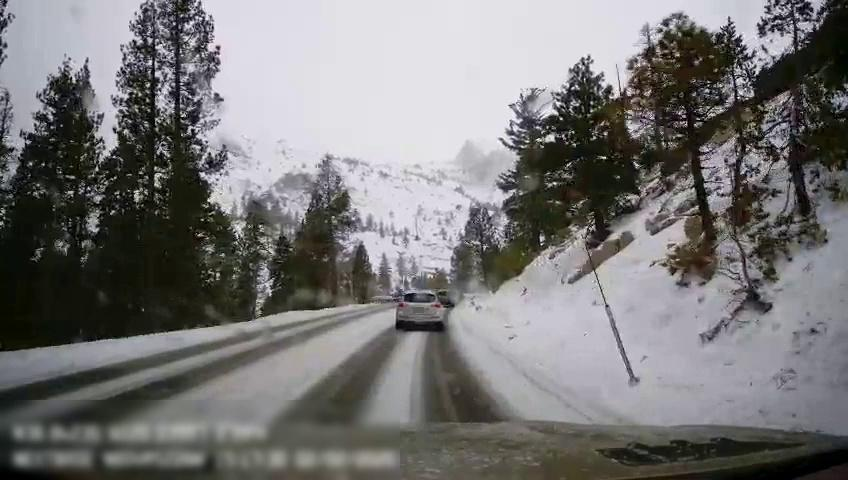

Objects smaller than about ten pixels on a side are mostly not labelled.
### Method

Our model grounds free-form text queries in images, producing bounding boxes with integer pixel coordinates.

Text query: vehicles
[435,290,456,308]
[395,289,443,332]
